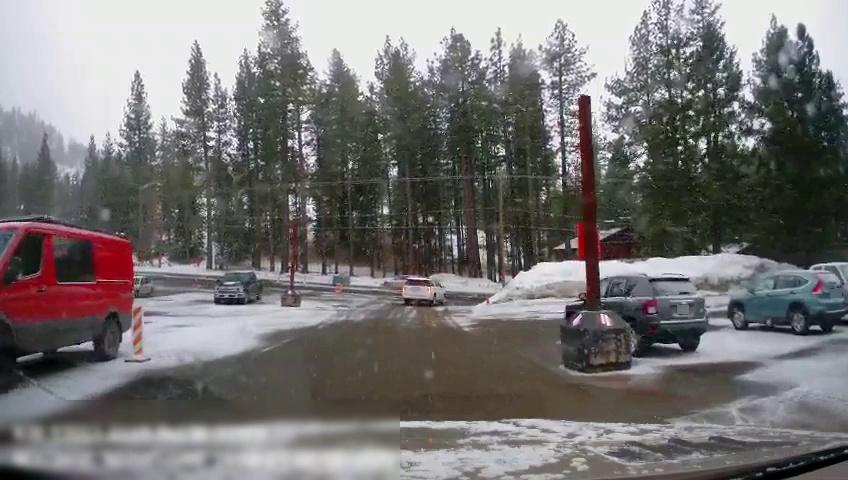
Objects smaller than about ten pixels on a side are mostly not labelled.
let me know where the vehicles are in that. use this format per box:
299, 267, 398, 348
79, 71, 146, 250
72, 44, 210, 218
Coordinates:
134, 277, 157, 298
213, 271, 265, 306
556, 272, 709, 358
810, 262, 848, 285
402, 277, 446, 307
382, 274, 407, 290
726, 269, 848, 336
0, 222, 135, 385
